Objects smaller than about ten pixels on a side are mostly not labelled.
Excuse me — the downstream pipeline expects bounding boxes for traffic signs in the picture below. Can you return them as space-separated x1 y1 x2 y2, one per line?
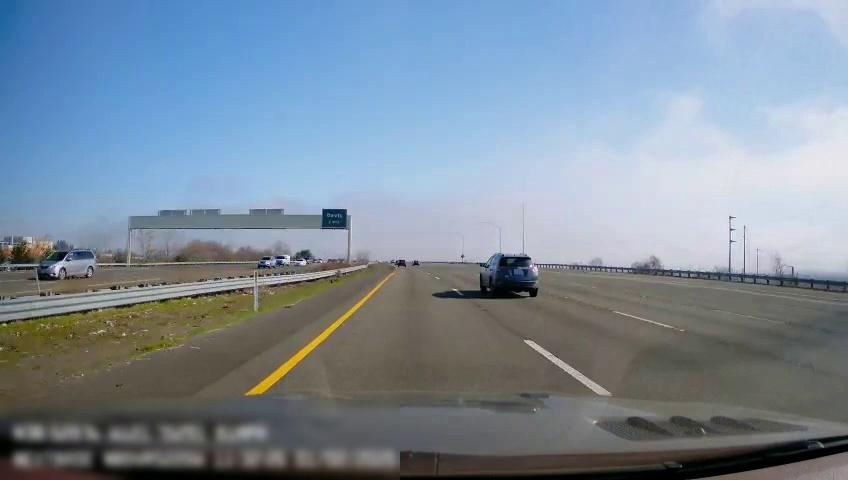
322 207 347 229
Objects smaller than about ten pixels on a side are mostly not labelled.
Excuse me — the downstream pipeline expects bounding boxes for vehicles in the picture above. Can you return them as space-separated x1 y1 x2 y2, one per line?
397 259 406 267
275 254 291 268
36 249 97 281
293 258 308 267
478 252 540 298
257 256 277 270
